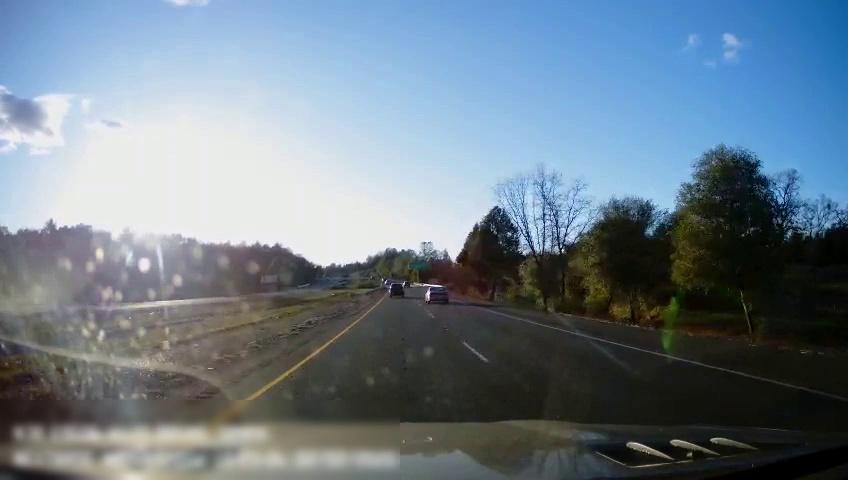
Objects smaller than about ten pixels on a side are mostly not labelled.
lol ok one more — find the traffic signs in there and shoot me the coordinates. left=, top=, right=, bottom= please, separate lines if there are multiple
left=408, top=261, right=428, bottom=270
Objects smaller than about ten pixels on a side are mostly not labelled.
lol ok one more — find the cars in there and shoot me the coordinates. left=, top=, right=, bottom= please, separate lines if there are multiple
left=424, top=286, right=448, bottom=305
left=390, top=283, right=405, bottom=298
